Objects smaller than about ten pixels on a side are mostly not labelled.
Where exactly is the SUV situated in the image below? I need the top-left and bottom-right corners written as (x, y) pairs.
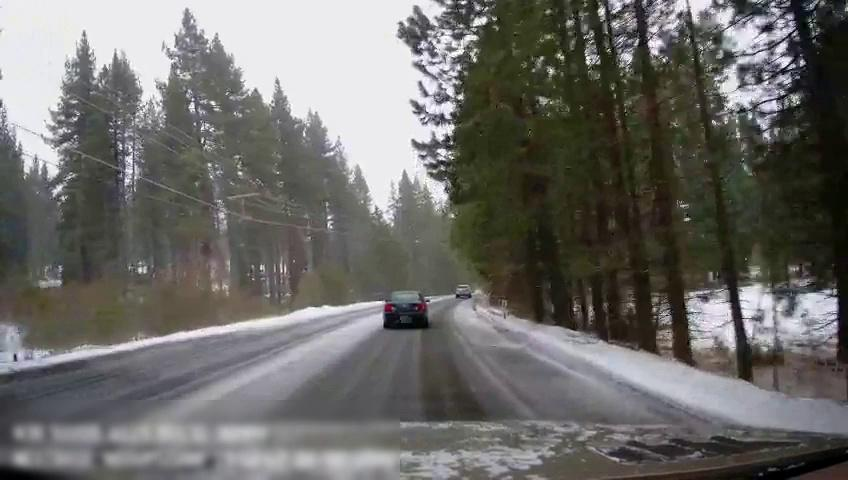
top-left (455, 283), bottom-right (472, 299)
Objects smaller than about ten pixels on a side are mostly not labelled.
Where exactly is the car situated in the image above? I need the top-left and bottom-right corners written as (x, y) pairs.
top-left (383, 291), bottom-right (431, 330)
